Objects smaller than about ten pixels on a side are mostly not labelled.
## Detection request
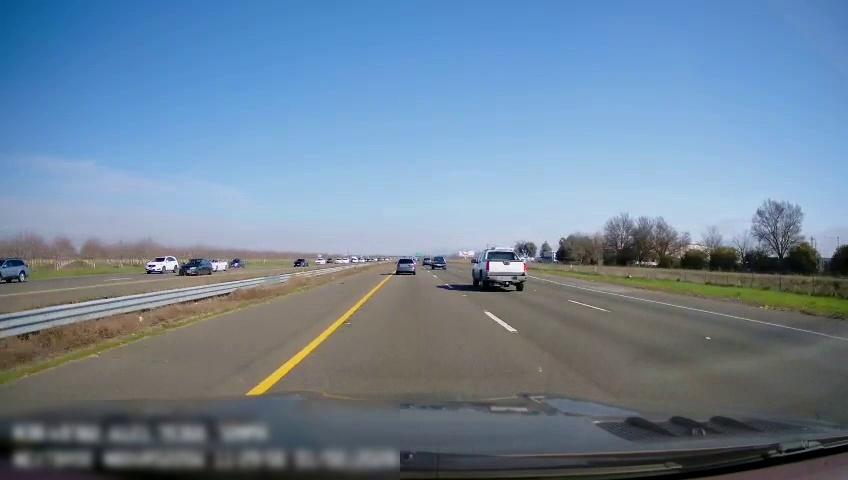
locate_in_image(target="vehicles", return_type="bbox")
[0,258,30,284]
[315,257,326,265]
[228,258,247,270]
[145,255,179,275]
[292,258,309,268]
[396,257,417,275]
[471,248,528,292]
[210,259,229,273]
[432,257,446,270]
[179,258,213,277]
